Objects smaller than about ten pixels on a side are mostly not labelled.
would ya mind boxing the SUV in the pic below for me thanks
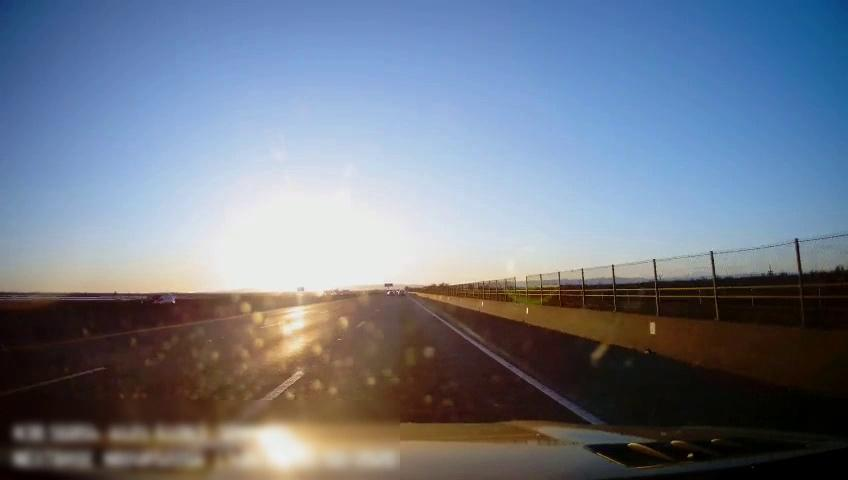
[139,294,175,306]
